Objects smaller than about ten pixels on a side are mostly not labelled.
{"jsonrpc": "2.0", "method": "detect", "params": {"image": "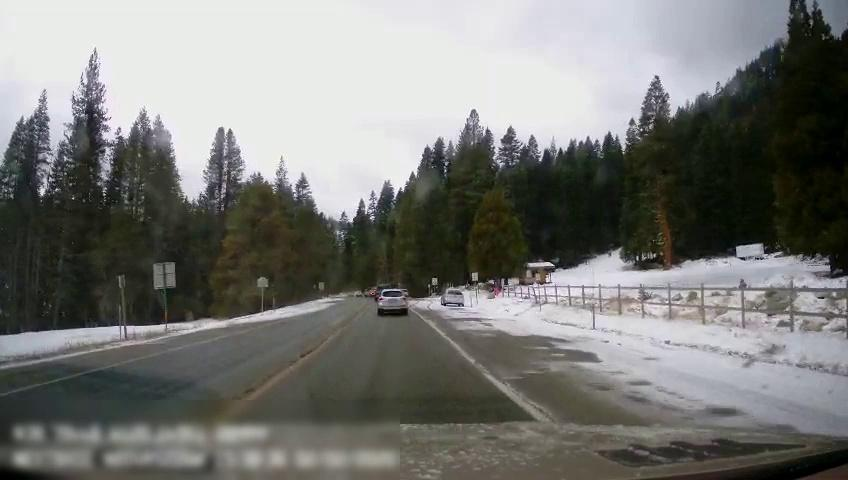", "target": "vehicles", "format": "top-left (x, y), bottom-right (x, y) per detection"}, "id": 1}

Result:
top-left (378, 288), bottom-right (408, 315)
top-left (441, 288), bottom-right (464, 306)
top-left (374, 285), bottom-right (391, 301)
